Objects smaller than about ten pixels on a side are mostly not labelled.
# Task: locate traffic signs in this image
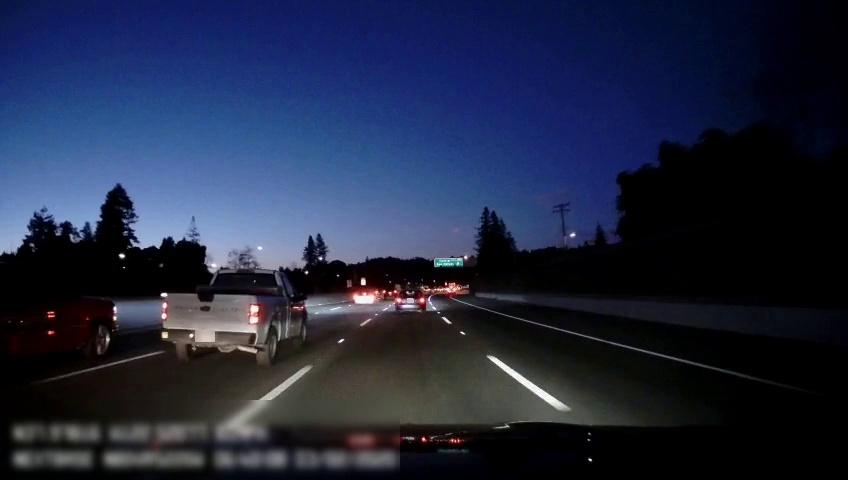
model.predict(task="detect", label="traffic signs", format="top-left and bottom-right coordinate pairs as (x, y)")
top-left (360, 275), bottom-right (366, 286)
top-left (433, 257), bottom-right (463, 268)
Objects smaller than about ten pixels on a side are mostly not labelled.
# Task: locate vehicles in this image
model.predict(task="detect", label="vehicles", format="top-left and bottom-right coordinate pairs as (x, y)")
top-left (395, 288), bottom-right (426, 312)
top-left (355, 289), bottom-right (379, 305)
top-left (0, 261), bottom-right (118, 361)
top-left (383, 286), bottom-right (400, 300)
top-left (160, 269), bottom-right (308, 368)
